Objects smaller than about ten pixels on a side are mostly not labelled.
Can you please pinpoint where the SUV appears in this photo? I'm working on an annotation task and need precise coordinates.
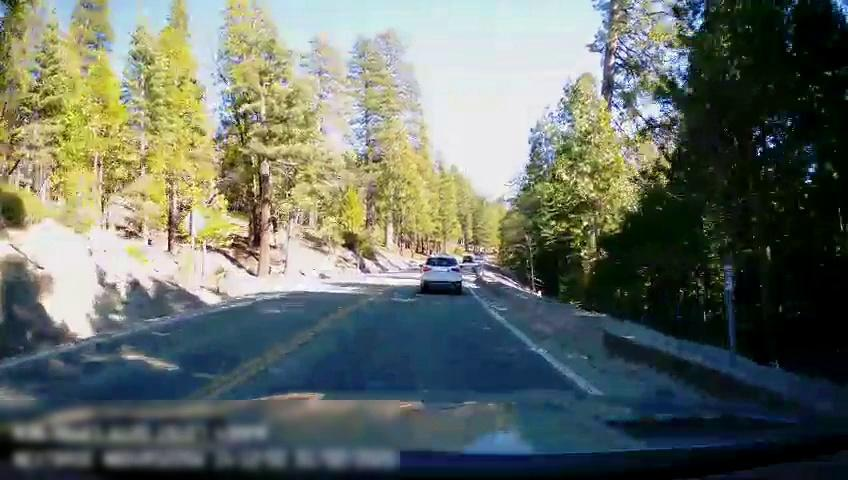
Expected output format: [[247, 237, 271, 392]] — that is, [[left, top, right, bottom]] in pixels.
[[420, 256, 463, 294]]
